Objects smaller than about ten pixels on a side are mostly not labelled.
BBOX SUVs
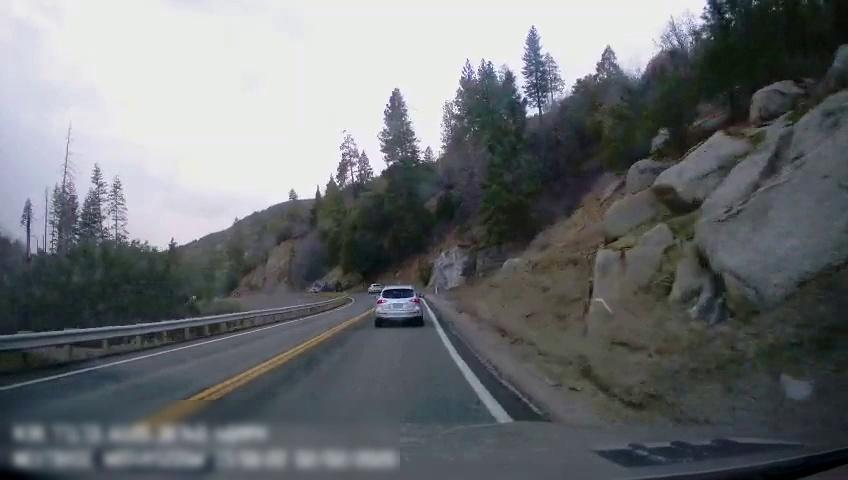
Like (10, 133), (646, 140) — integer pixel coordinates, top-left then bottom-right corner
(374, 286), (424, 327)
(368, 283), (382, 294)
